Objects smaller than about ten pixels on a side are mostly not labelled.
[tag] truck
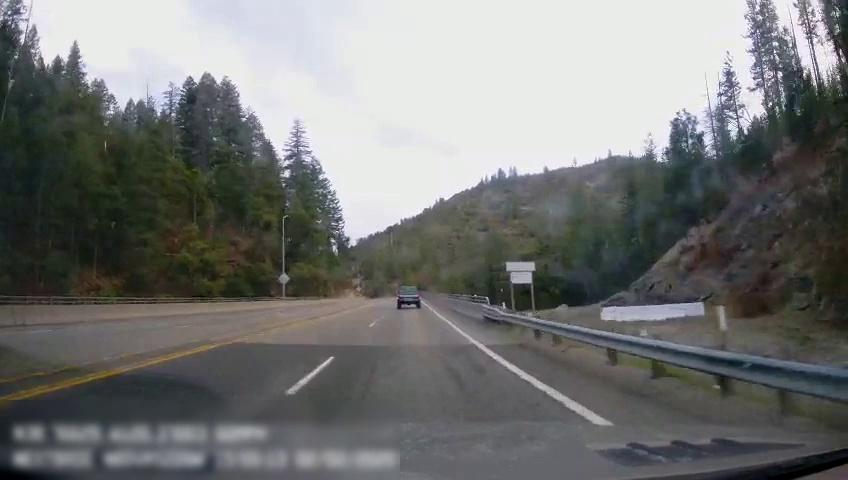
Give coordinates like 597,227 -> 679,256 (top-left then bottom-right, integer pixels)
397,288 -> 421,309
